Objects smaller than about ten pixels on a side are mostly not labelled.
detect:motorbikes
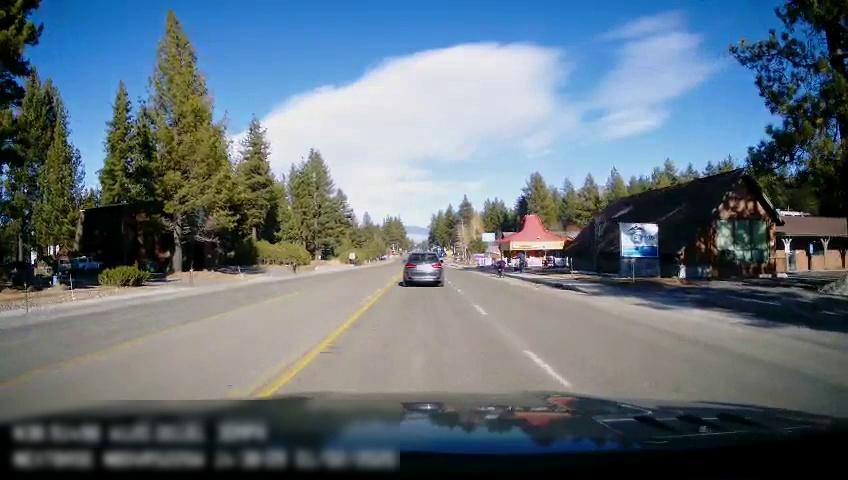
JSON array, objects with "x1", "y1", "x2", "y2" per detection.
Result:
[{"x1": 495, "y1": 258, "x2": 507, "y2": 278}]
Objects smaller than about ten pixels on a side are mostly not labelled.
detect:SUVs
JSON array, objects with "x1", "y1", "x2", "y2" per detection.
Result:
[
  {"x1": 69, "y1": 255, "x2": 103, "y2": 273},
  {"x1": 402, "y1": 253, "x2": 441, "y2": 287}
]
